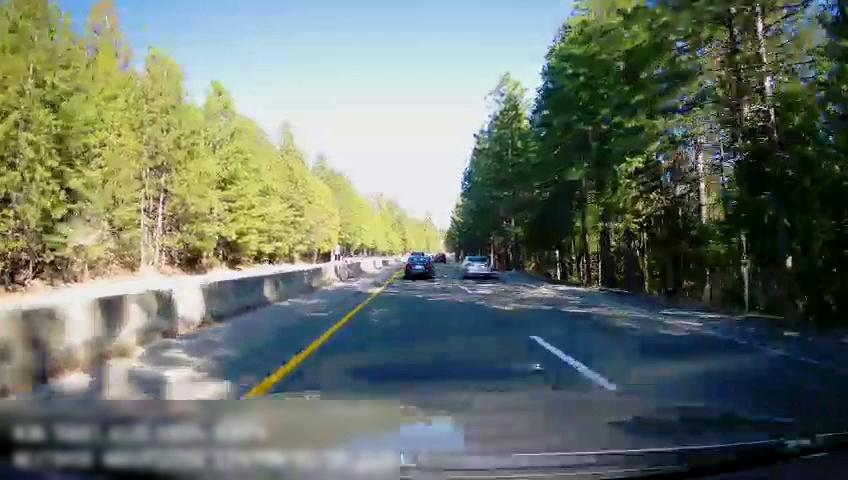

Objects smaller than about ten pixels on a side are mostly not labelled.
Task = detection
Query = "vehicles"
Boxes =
[459,254,491,279]
[411,252,425,258]
[433,253,447,265]
[405,255,432,278]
